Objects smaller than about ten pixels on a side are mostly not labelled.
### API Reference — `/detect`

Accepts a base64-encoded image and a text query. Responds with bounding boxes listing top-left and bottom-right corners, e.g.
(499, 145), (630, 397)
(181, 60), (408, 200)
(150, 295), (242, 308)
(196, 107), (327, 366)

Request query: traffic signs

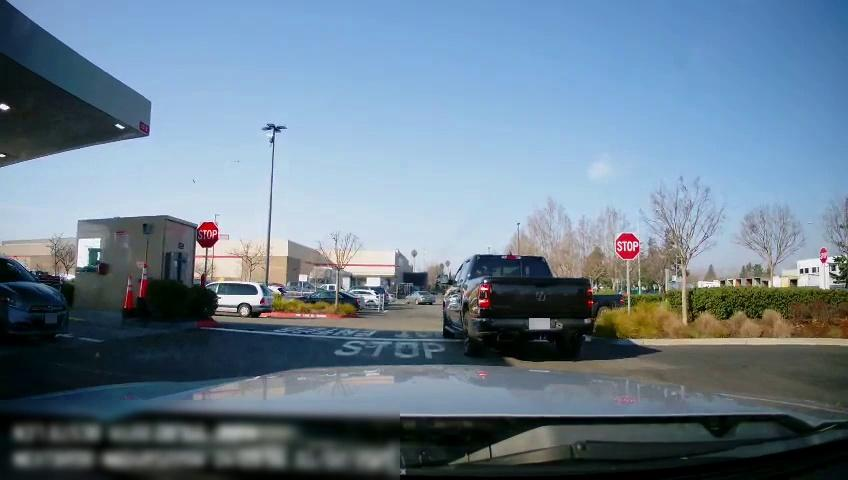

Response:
(195, 221), (220, 248)
(614, 231), (642, 263)
(217, 277), (225, 289)
(817, 248), (830, 265)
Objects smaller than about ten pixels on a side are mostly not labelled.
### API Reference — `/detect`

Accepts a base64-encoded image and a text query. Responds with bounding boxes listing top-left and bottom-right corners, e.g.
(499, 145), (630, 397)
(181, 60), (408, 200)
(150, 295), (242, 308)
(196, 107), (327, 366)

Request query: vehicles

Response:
(405, 291), (434, 306)
(204, 280), (275, 319)
(358, 286), (390, 311)
(342, 288), (381, 313)
(0, 256), (69, 339)
(302, 286), (362, 312)
(442, 254), (599, 359)
(316, 283), (337, 291)
(262, 283), (290, 298)
(594, 292), (625, 311)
